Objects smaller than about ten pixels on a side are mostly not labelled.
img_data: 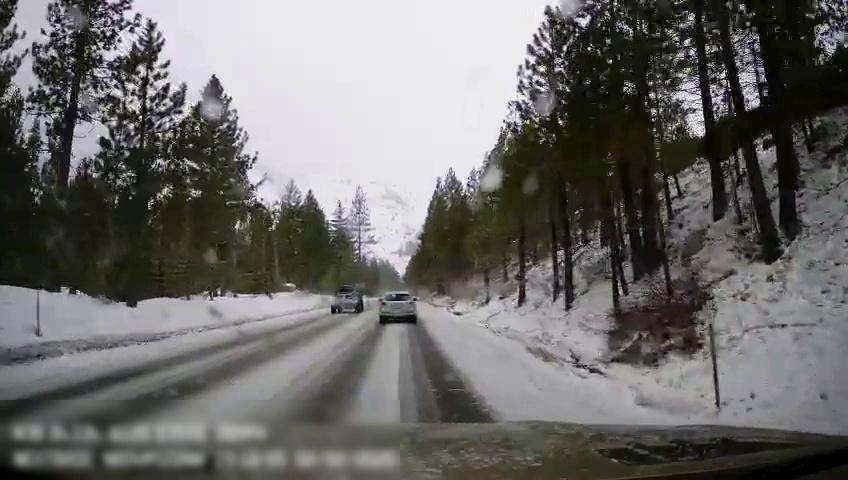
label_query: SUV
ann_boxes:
[378,291,418,324]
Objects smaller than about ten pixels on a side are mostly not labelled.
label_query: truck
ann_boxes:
[331,285,363,313]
